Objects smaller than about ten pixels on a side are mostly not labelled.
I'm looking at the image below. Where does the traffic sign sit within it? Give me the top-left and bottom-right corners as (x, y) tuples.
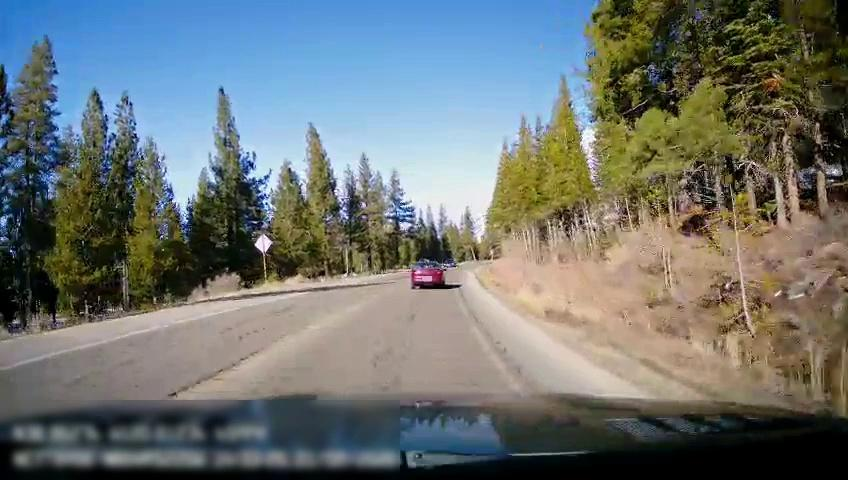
(252, 233), (273, 254)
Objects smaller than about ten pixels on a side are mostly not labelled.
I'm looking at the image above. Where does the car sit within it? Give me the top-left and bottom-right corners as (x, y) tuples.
(409, 260), (448, 290)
